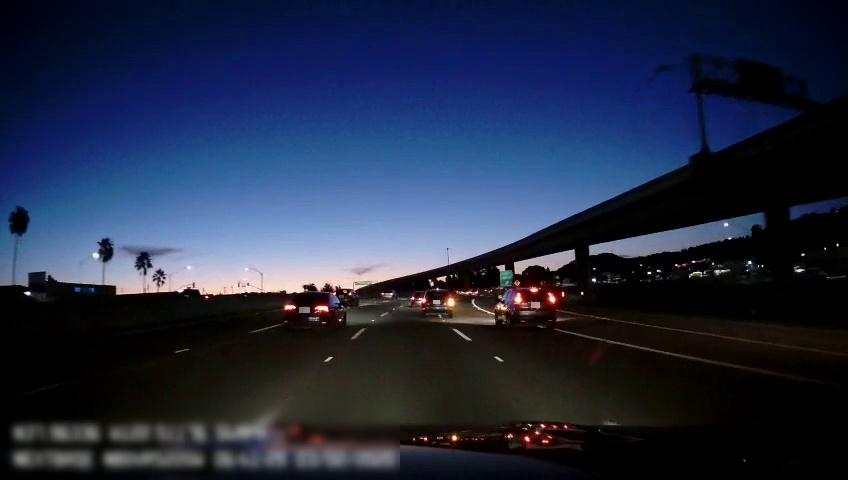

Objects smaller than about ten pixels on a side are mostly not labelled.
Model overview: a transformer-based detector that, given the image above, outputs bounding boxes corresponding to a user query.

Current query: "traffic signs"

[499,269,513,286]
[737,56,782,93]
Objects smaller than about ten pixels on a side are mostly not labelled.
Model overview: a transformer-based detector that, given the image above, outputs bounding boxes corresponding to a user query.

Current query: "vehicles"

[411,291,425,309]
[381,288,398,301]
[335,288,360,308]
[282,291,348,335]
[494,286,558,331]
[421,288,455,319]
